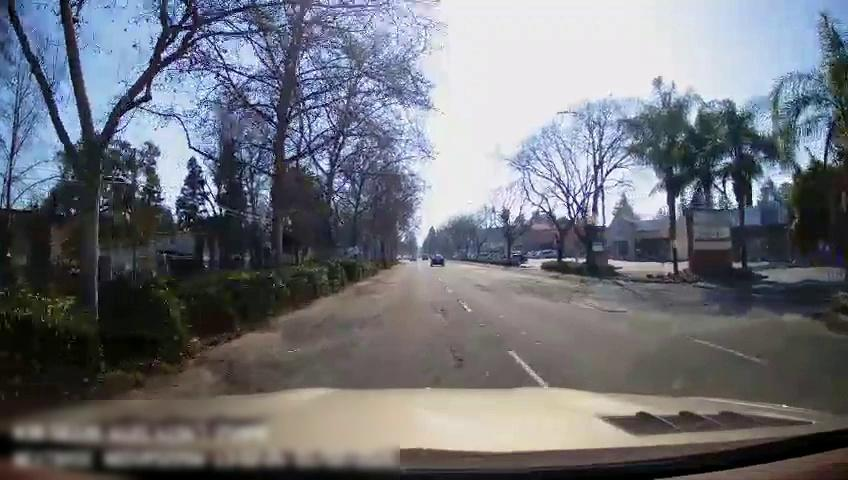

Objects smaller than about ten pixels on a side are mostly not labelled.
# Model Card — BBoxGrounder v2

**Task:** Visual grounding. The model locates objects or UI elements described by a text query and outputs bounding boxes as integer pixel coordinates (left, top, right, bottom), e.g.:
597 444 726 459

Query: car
431 255 445 266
